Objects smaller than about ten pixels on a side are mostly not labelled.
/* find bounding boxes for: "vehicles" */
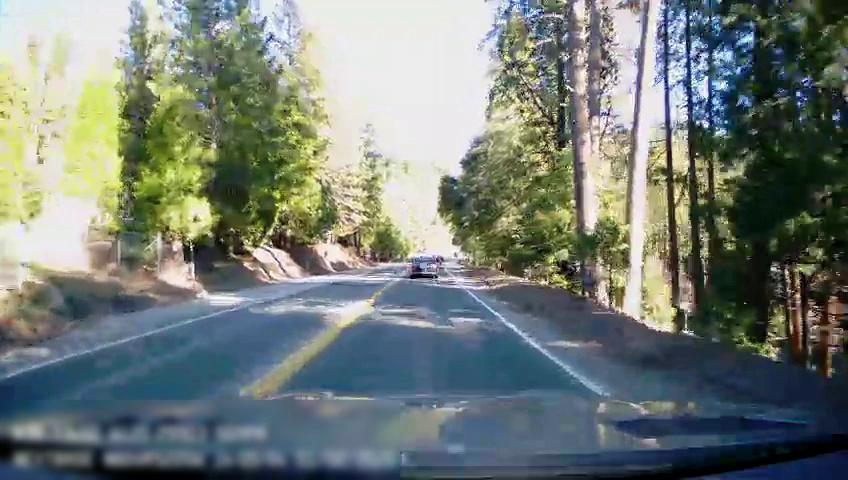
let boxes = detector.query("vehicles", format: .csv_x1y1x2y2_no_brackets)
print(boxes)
410,257,439,280
429,255,442,265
